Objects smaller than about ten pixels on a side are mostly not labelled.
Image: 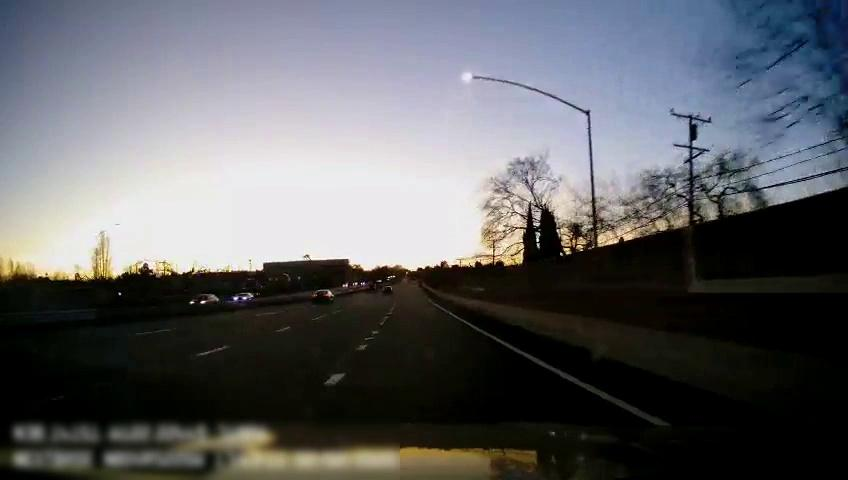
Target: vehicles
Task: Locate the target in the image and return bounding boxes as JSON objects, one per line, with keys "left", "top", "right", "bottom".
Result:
{"left": 382, "top": 285, "right": 393, "bottom": 295}
{"left": 188, "top": 292, "right": 220, "bottom": 304}
{"left": 232, "top": 292, "right": 255, "bottom": 301}
{"left": 312, "top": 289, "right": 336, "bottom": 305}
